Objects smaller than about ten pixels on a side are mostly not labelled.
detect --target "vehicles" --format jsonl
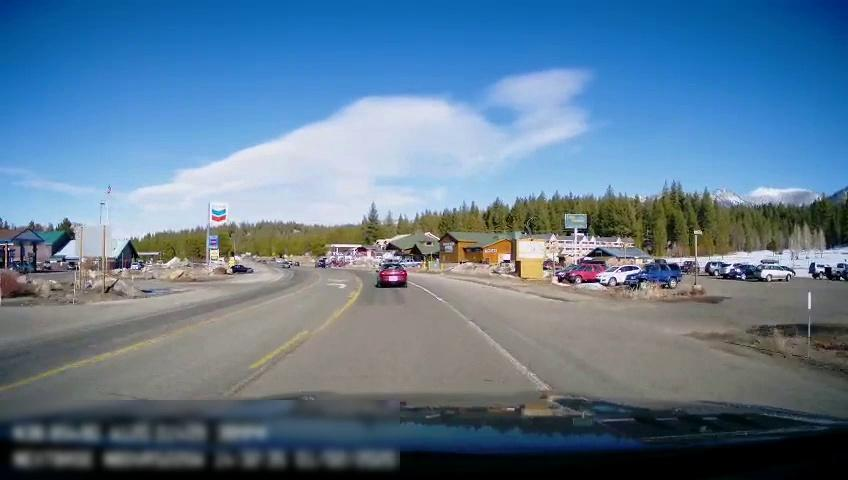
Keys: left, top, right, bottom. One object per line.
{"left": 375, "top": 264, "right": 408, "bottom": 287}
{"left": 808, "top": 263, "right": 832, "bottom": 279}
{"left": 680, "top": 260, "right": 699, "bottom": 273}
{"left": 733, "top": 264, "right": 757, "bottom": 280}
{"left": 315, "top": 260, "right": 327, "bottom": 268}
{"left": 565, "top": 263, "right": 609, "bottom": 284}
{"left": 230, "top": 265, "right": 253, "bottom": 274}
{"left": 753, "top": 264, "right": 793, "bottom": 282}
{"left": 7, "top": 260, "right": 33, "bottom": 275}
{"left": 705, "top": 261, "right": 731, "bottom": 276}
{"left": 599, "top": 264, "right": 643, "bottom": 288}
{"left": 824, "top": 262, "right": 848, "bottom": 280}
{"left": 778, "top": 265, "right": 797, "bottom": 276}
{"left": 720, "top": 264, "right": 738, "bottom": 279}
{"left": 627, "top": 262, "right": 683, "bottom": 292}
{"left": 555, "top": 263, "right": 581, "bottom": 282}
